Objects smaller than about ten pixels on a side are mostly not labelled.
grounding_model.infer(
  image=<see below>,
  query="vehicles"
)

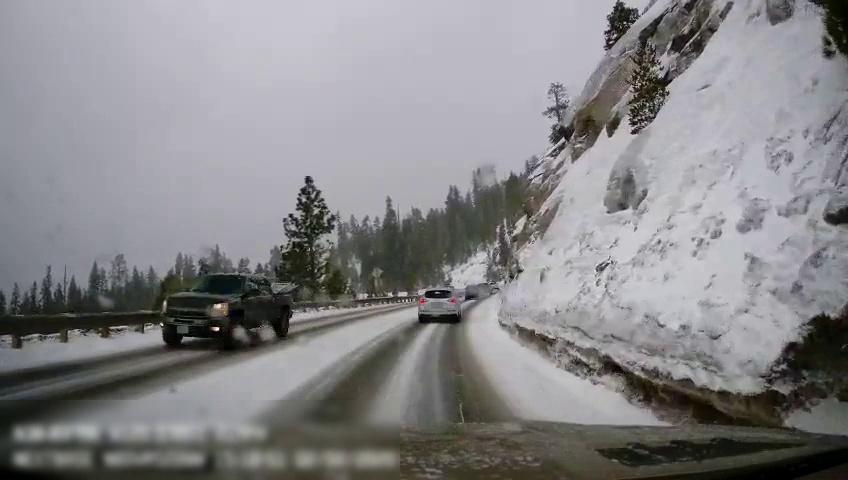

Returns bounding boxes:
[464,285,484,301]
[418,287,462,324]
[477,282,493,295]
[162,272,293,350]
